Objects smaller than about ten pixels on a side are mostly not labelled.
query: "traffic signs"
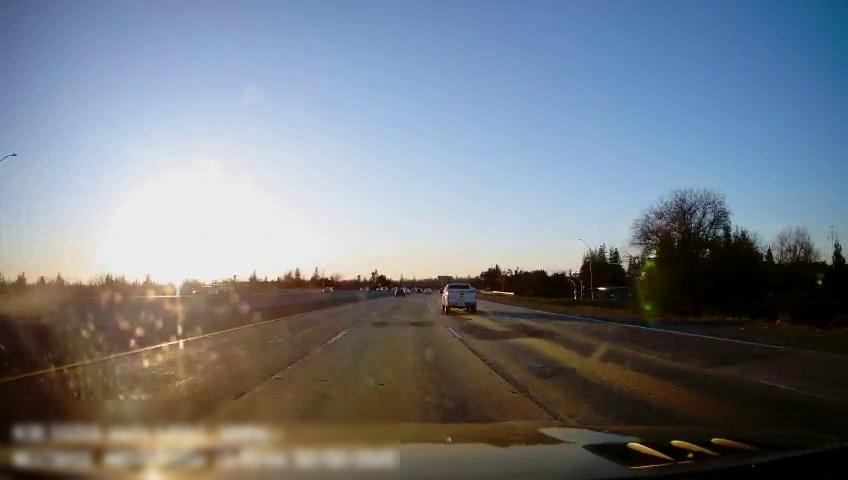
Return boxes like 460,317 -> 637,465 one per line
495,273 -> 506,283
437,275 -> 452,282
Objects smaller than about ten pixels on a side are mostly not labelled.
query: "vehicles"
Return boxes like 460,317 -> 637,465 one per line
192,286 -> 219,295
394,288 -> 407,299
441,282 -> 478,316
321,287 -> 335,293
423,288 -> 433,296
402,288 -> 412,296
